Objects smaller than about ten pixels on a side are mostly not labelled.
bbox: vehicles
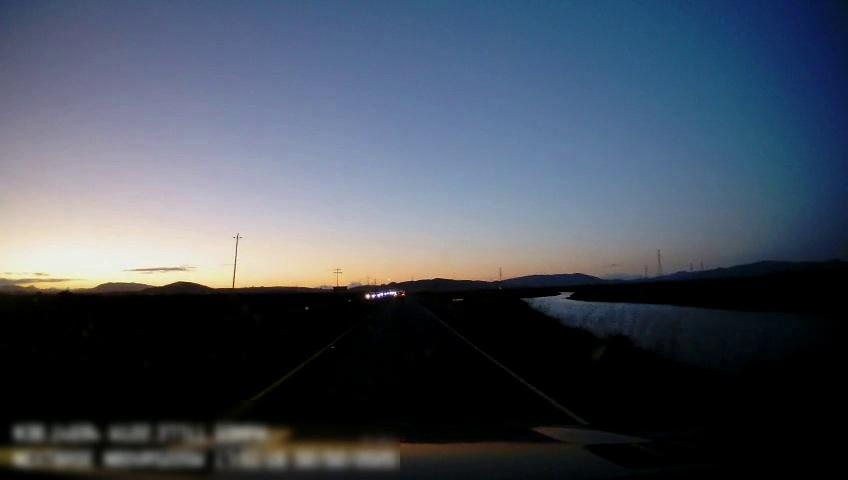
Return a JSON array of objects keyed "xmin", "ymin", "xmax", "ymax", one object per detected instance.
[
  {"xmin": 394, "ymin": 290, "xmax": 406, "ymax": 299},
  {"xmin": 364, "ymin": 292, "xmax": 377, "ymax": 302}
]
